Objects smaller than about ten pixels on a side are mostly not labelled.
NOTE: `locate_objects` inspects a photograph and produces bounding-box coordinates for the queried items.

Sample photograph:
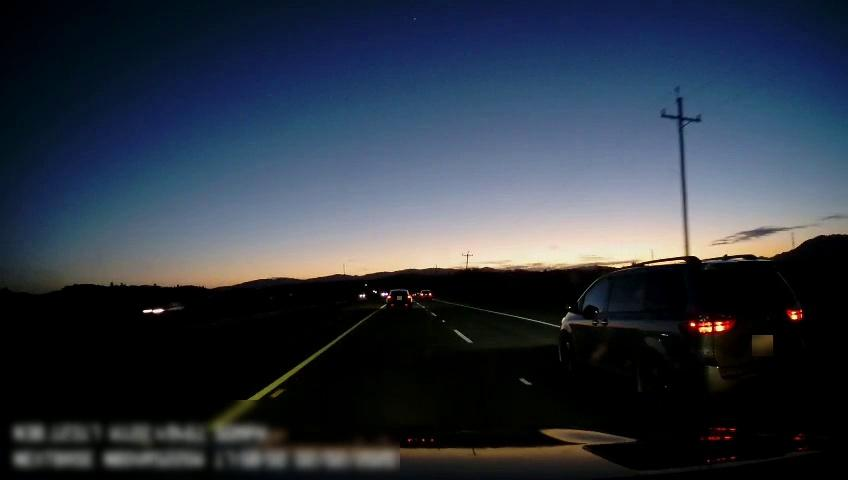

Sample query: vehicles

[557,259,805,414]
[385,289,413,311]
[141,299,185,320]
[418,289,433,302]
